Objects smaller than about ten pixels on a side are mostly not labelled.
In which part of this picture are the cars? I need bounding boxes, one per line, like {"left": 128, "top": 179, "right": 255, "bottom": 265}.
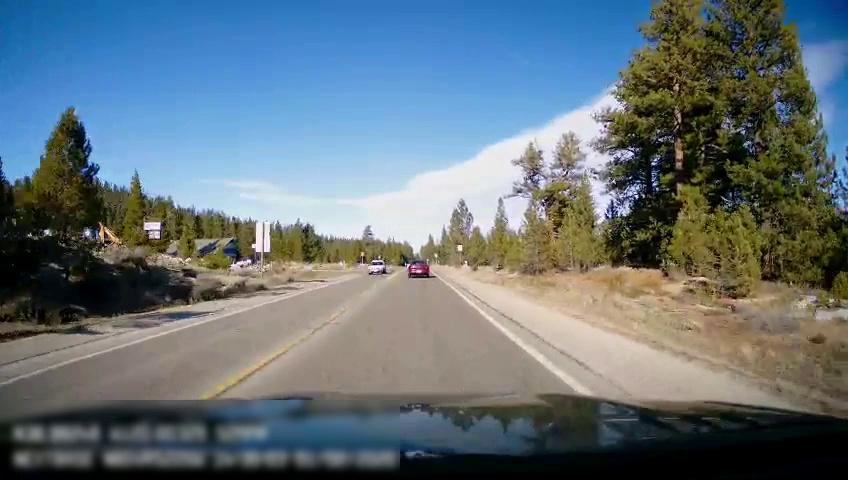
{"left": 407, "top": 259, "right": 431, "bottom": 279}
{"left": 367, "top": 260, "right": 387, "bottom": 276}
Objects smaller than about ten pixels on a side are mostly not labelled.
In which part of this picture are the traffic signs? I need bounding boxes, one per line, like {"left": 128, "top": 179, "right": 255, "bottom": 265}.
{"left": 254, "top": 221, "right": 271, "bottom": 255}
